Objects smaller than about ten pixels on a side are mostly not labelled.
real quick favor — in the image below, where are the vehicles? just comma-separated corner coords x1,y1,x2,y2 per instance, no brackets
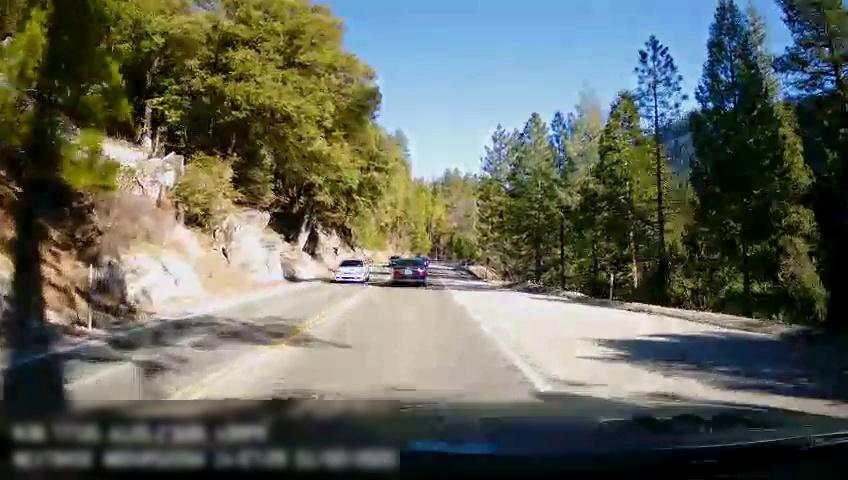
391,258,428,288
334,257,370,284
387,255,401,268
